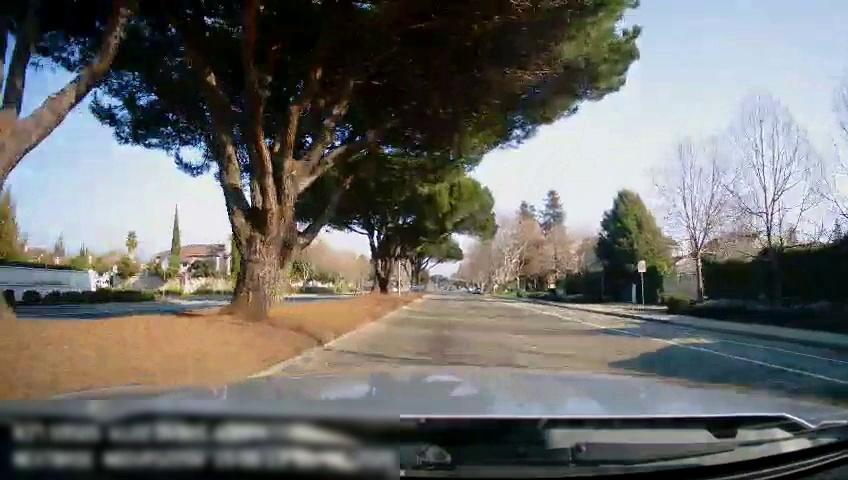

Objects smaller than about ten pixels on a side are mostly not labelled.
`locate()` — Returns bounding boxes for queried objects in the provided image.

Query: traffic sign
[638,260,646,273]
